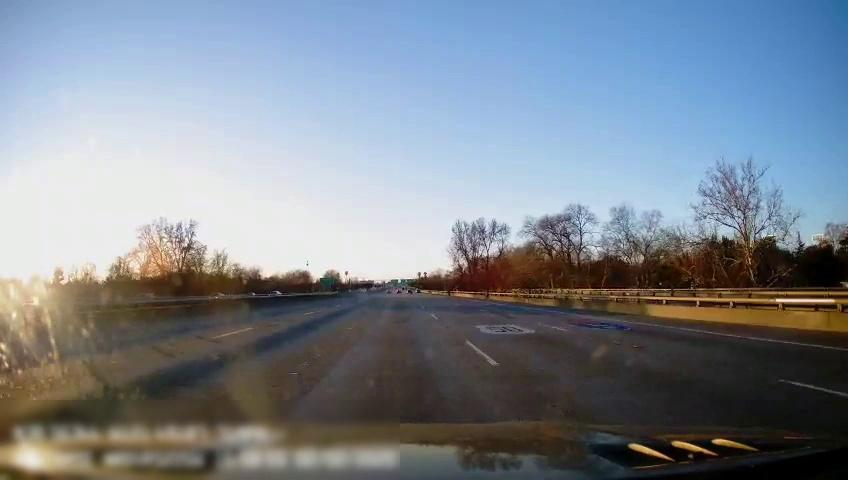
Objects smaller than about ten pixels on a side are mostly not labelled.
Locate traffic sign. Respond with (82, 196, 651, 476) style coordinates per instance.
(319, 276, 339, 287)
